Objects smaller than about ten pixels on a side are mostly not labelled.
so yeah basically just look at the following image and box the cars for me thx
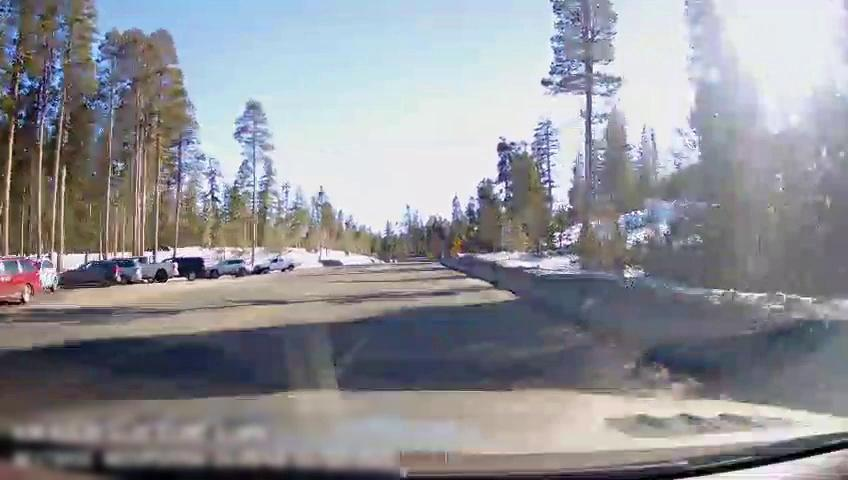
[58,260,120,289]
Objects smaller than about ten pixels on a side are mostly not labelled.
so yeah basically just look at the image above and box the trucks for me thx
[163,256,206,281]
[253,255,297,275]
[137,256,180,284]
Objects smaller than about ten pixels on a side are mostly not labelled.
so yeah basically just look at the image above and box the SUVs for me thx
[205,259,253,279]
[0,256,43,306]
[30,258,57,293]
[111,257,141,283]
